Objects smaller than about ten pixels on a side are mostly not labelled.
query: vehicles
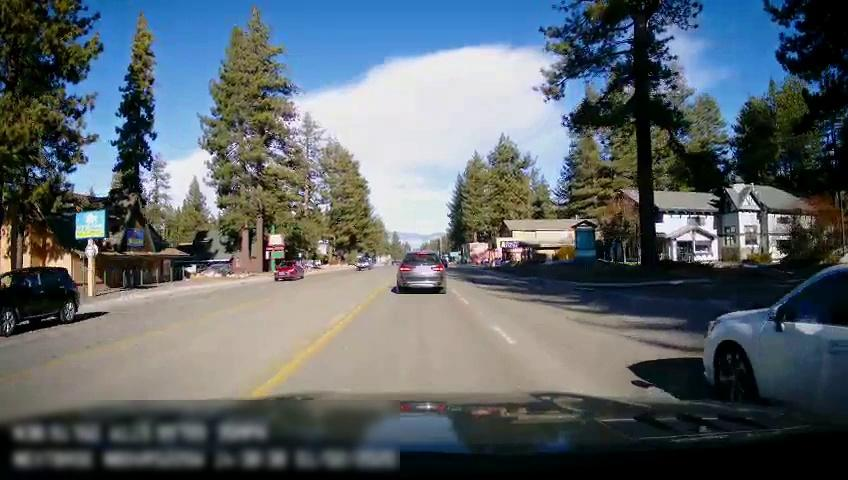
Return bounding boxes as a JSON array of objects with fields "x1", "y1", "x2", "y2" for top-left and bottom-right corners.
[
  {"x1": 355, "y1": 258, "x2": 374, "y2": 272},
  {"x1": 273, "y1": 260, "x2": 306, "y2": 281},
  {"x1": 397, "y1": 251, "x2": 446, "y2": 293},
  {"x1": 0, "y1": 266, "x2": 80, "y2": 337},
  {"x1": 702, "y1": 265, "x2": 848, "y2": 416}
]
